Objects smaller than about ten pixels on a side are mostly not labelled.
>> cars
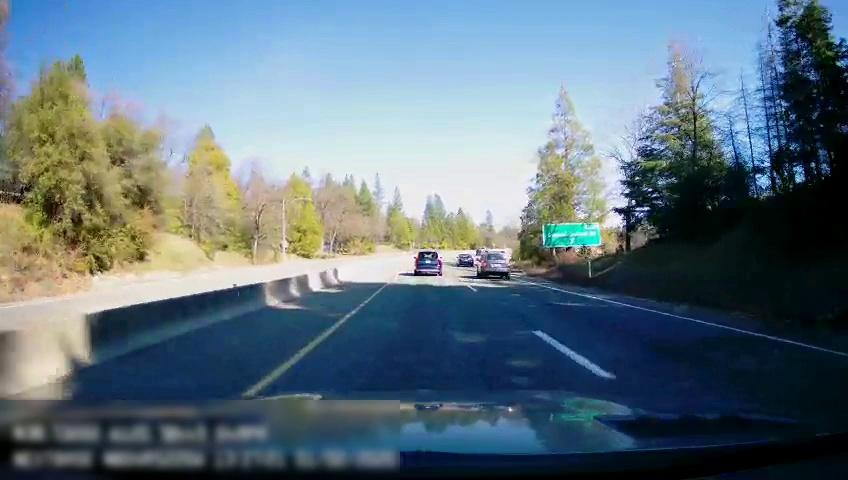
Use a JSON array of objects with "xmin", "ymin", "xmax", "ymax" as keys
[{"xmin": 457, "ymin": 254, "xmax": 474, "ymax": 267}]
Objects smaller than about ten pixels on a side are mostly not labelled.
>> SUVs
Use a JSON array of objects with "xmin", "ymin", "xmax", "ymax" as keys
[
  {"xmin": 476, "ymin": 253, "xmax": 512, "ymax": 279},
  {"xmin": 412, "ymin": 251, "xmax": 443, "ymax": 276}
]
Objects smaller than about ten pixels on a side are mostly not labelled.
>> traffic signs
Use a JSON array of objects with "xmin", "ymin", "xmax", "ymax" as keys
[{"xmin": 542, "ymin": 223, "xmax": 602, "ymax": 247}]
